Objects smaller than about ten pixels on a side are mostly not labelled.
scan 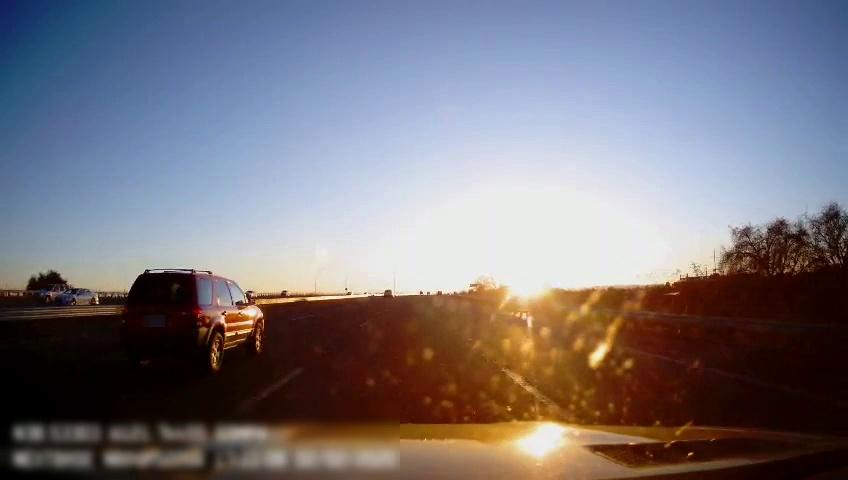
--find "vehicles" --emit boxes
[119,268,265,374]
[383,289,397,298]
[244,290,258,298]
[54,287,99,307]
[32,284,72,304]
